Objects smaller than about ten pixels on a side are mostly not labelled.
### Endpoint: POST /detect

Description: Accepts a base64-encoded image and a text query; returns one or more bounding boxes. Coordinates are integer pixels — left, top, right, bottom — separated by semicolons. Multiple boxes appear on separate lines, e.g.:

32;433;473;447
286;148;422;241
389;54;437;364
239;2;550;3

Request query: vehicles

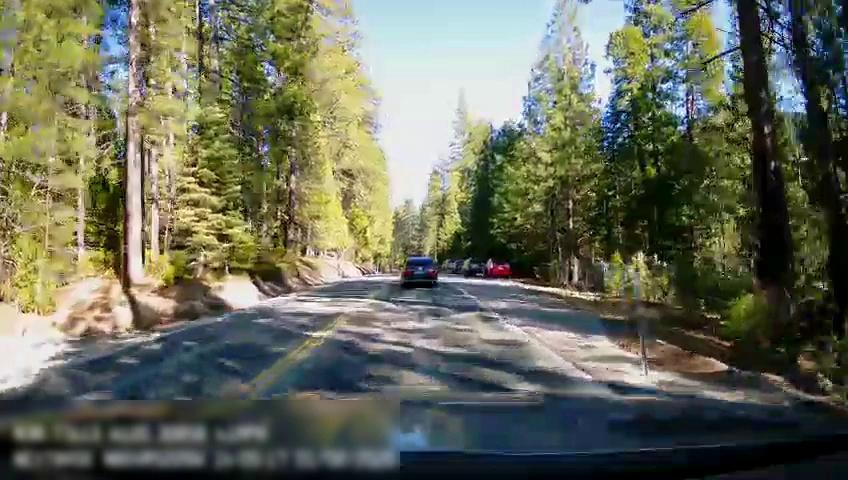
446;258;466;273
483;257;513;277
400;255;439;287
458;255;488;276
